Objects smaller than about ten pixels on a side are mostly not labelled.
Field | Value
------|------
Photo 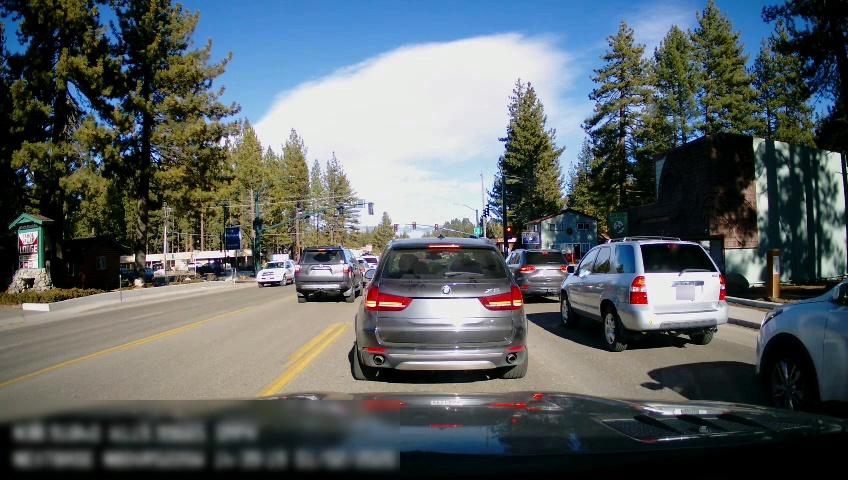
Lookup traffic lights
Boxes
[337,207,343,218]
[368,203,374,216]
[506,223,512,236]
[484,203,490,217]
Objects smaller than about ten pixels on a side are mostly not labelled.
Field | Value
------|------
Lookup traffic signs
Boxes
[473,224,483,236]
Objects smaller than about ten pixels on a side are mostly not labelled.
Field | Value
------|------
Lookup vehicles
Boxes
[360,254,379,267]
[129,266,156,279]
[256,261,296,289]
[197,263,228,275]
[506,247,572,305]
[360,260,370,286]
[353,238,527,382]
[757,278,848,418]
[560,237,727,352]
[185,260,202,270]
[295,248,363,302]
